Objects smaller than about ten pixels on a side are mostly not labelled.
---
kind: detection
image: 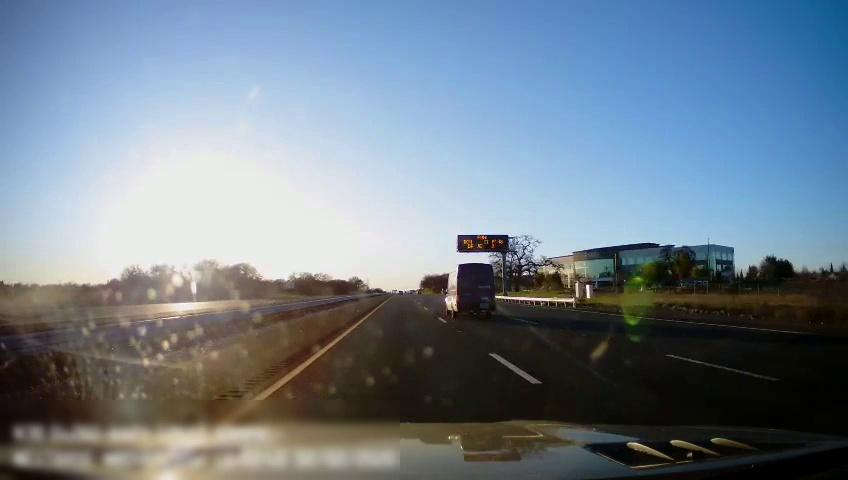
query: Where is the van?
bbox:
[441,263,496,321]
